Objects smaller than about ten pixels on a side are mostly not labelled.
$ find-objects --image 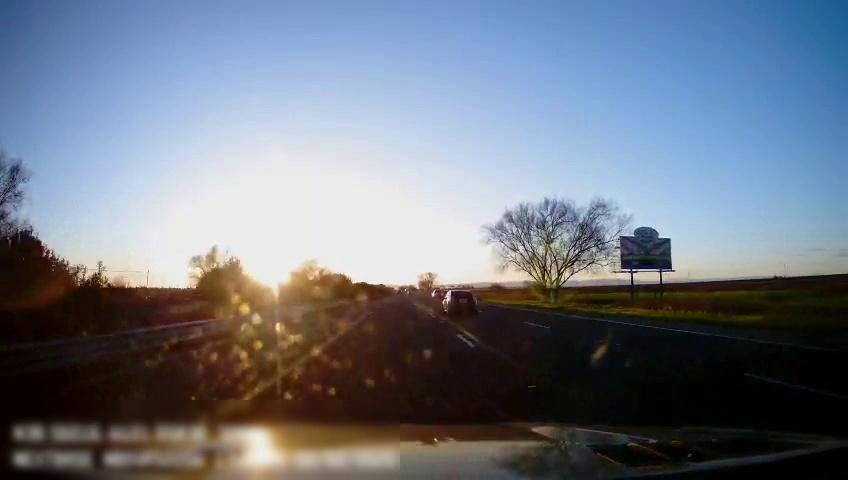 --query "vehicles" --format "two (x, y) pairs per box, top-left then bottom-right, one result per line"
(431, 289), (442, 299)
(442, 290), (477, 315)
